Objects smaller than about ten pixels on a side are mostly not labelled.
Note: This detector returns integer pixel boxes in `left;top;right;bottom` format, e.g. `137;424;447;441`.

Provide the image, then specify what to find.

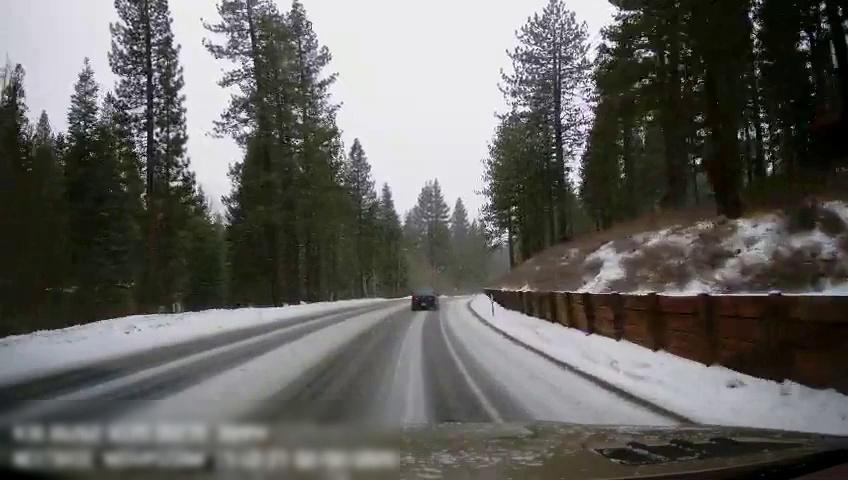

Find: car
411;287;440;312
